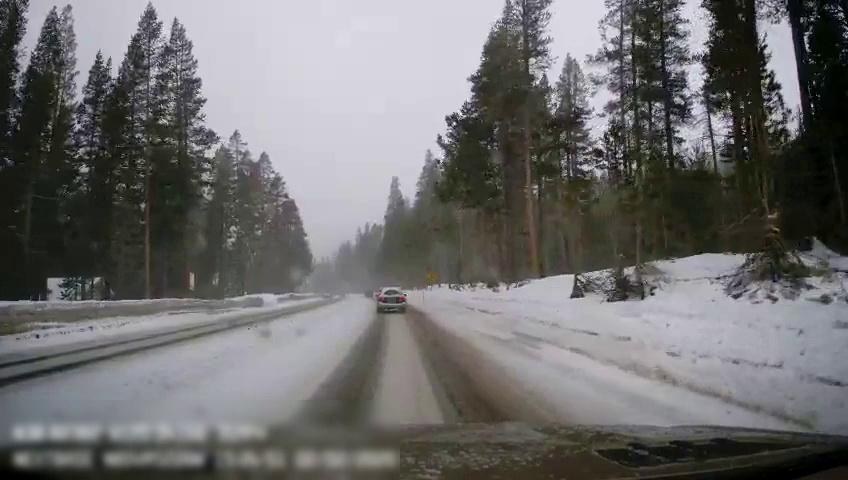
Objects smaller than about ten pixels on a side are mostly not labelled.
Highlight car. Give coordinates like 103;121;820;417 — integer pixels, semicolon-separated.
375;285;408;313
